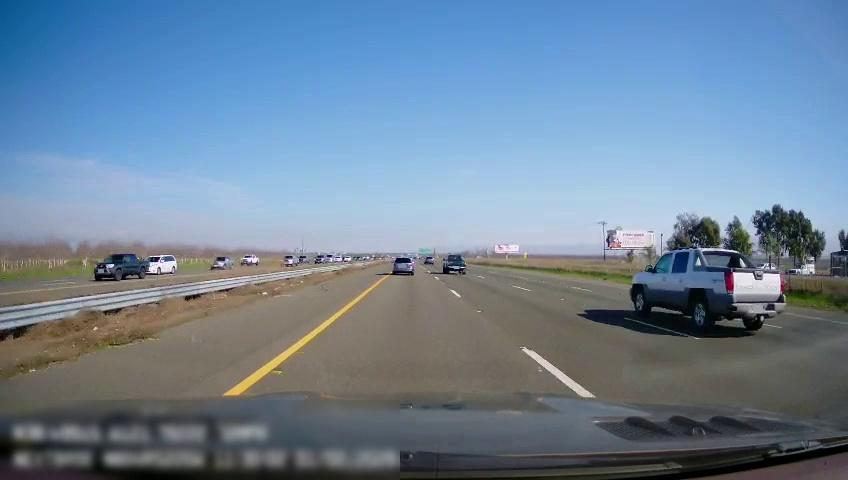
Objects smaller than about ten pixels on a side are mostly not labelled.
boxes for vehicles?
[93,253,150,282]
[240,255,260,267]
[630,248,787,334]
[313,254,327,265]
[280,254,300,267]
[442,255,466,275]
[143,255,178,276]
[392,256,415,276]
[210,256,233,272]
[297,255,310,264]
[324,254,336,264]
